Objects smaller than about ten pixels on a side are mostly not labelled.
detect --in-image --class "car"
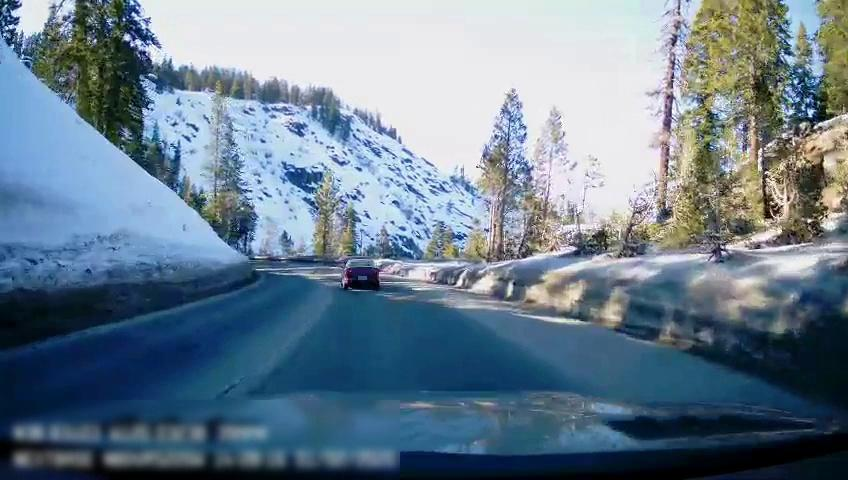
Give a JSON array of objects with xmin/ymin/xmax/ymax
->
[{"xmin": 340, "ymin": 259, "xmax": 381, "ymax": 290}]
